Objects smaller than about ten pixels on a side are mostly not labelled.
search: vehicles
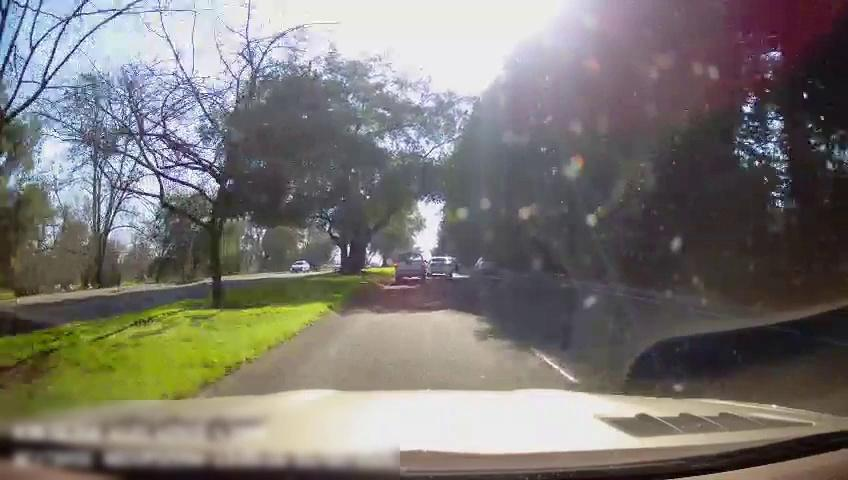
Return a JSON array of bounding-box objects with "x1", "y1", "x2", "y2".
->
[
  {"x1": 396, "y1": 253, "x2": 426, "y2": 282},
  {"x1": 289, "y1": 260, "x2": 311, "y2": 273},
  {"x1": 428, "y1": 256, "x2": 454, "y2": 278},
  {"x1": 473, "y1": 255, "x2": 492, "y2": 273}
]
